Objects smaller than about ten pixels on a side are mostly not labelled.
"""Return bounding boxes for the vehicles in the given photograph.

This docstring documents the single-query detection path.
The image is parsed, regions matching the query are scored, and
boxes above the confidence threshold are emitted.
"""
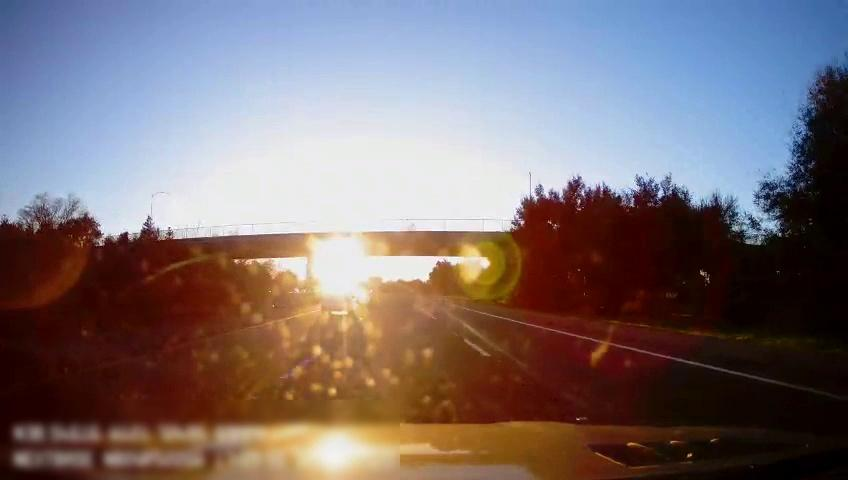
[322,292,352,316]
[354,289,371,302]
